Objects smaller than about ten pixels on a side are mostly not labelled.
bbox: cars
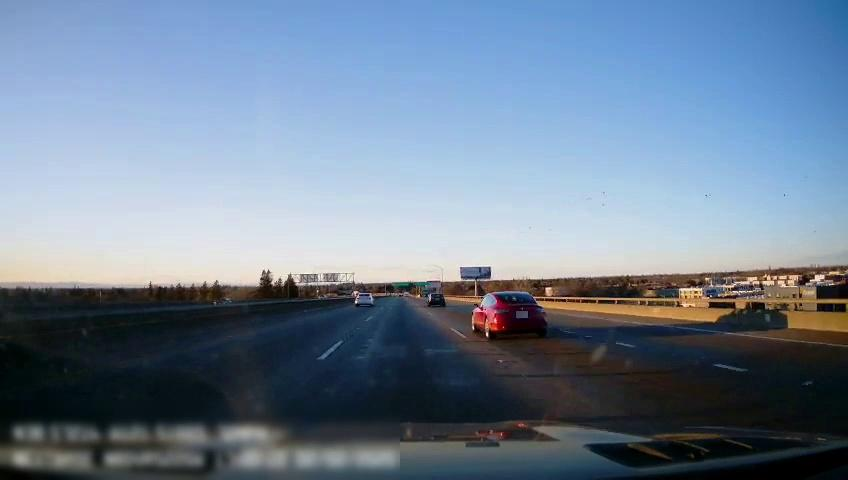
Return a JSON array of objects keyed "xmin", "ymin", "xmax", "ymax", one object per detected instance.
[
  {"xmin": 471, "ymin": 291, "xmax": 548, "ymax": 340},
  {"xmin": 426, "ymin": 293, "xmax": 445, "ymax": 307},
  {"xmin": 354, "ymin": 292, "xmax": 375, "ymax": 308}
]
